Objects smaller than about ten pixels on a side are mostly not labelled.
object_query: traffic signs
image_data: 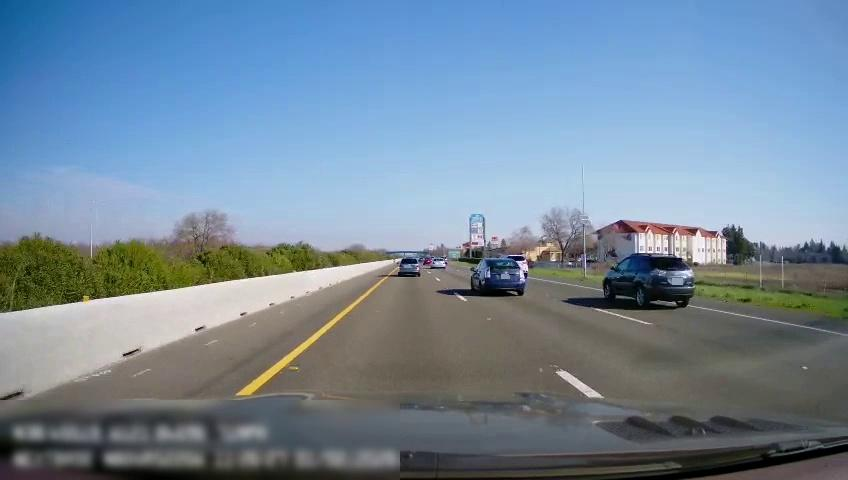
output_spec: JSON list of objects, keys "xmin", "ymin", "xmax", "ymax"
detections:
[{"xmin": 446, "ymin": 251, "xmax": 461, "ymax": 259}]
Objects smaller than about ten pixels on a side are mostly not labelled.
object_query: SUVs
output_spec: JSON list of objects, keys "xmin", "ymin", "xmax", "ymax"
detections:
[
  {"xmin": 600, "ymin": 252, "xmax": 696, "ymax": 310},
  {"xmin": 397, "ymin": 257, "xmax": 420, "ymax": 276}
]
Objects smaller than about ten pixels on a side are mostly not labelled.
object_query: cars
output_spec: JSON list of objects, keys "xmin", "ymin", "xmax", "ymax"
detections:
[
  {"xmin": 430, "ymin": 257, "xmax": 447, "ymax": 270},
  {"xmin": 422, "ymin": 257, "xmax": 432, "ymax": 265},
  {"xmin": 506, "ymin": 254, "xmax": 529, "ymax": 279},
  {"xmin": 469, "ymin": 259, "xmax": 526, "ymax": 298}
]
